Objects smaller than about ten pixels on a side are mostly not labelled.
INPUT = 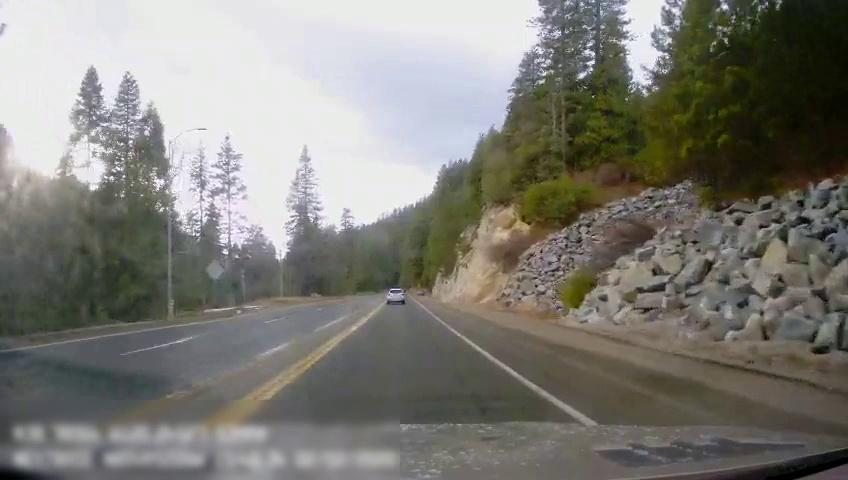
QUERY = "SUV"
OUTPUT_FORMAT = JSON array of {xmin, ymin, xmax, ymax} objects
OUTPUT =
[{"xmin": 386, "ymin": 288, "xmax": 407, "ymax": 305}]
